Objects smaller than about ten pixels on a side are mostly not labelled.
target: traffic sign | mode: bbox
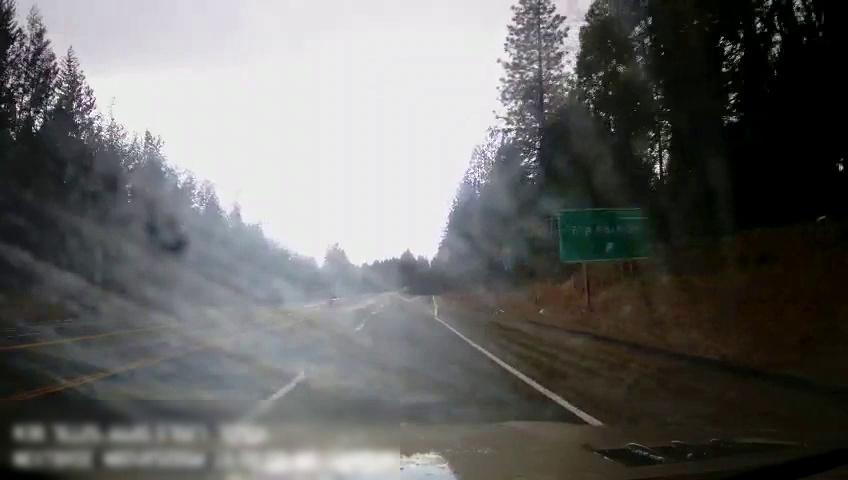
[556,207,653,264]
